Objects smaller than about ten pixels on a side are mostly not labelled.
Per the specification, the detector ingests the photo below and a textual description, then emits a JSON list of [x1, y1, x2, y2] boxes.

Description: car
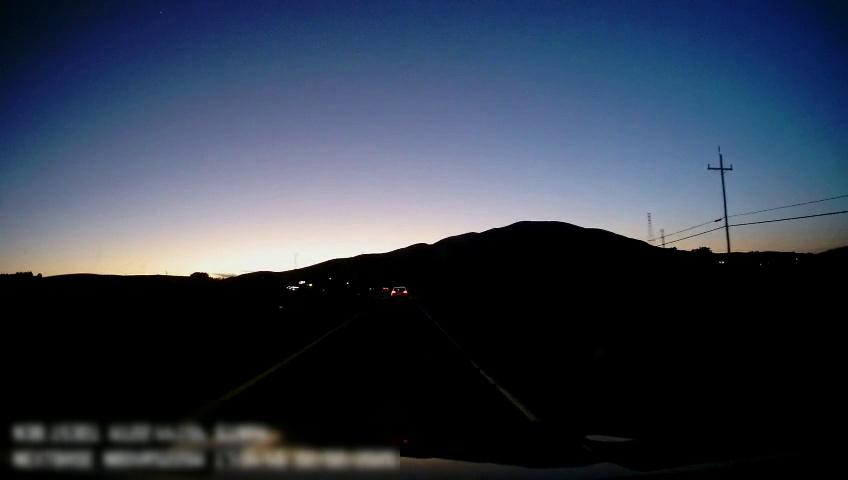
[[391, 286, 408, 300]]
